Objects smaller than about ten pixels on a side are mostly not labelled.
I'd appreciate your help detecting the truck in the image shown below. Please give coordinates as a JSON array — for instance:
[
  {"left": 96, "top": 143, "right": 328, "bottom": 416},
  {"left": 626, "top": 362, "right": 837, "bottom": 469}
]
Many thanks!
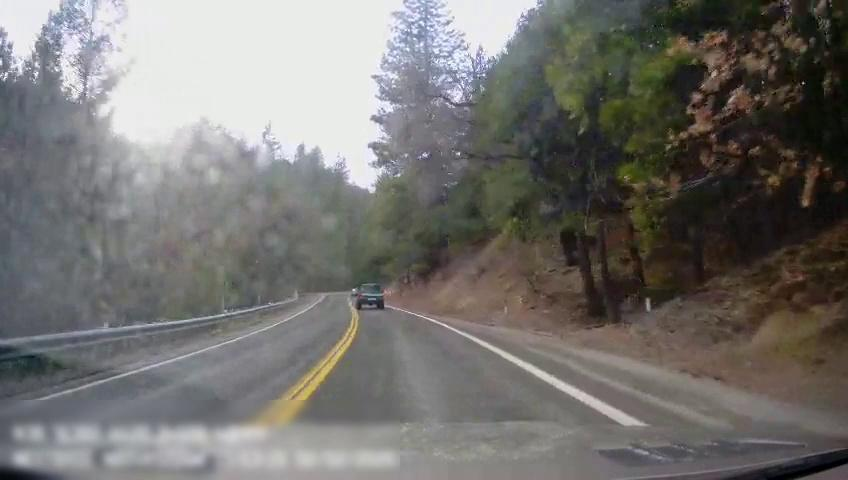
[{"left": 356, "top": 283, "right": 385, "bottom": 310}]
